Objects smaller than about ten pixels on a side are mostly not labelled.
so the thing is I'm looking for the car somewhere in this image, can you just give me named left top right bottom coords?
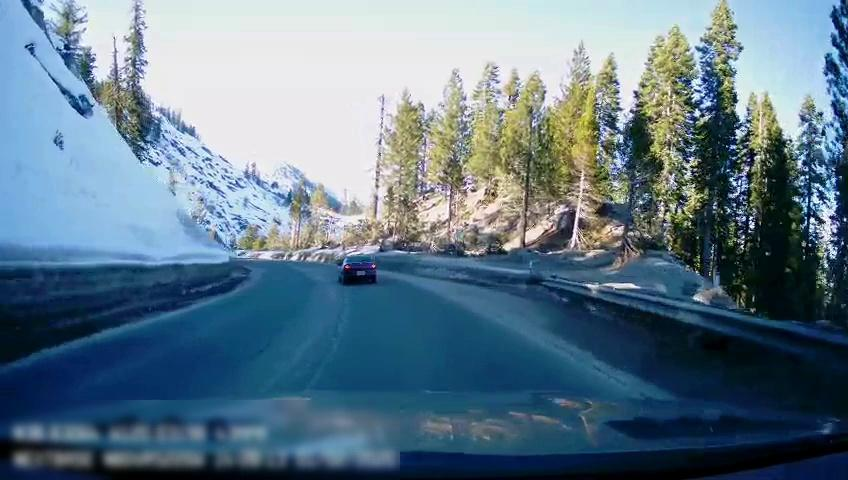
left=339, top=253, right=377, bottom=283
